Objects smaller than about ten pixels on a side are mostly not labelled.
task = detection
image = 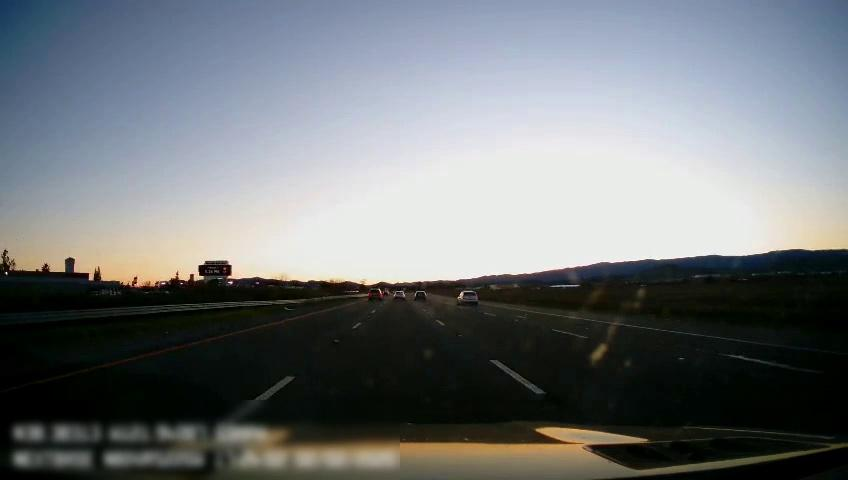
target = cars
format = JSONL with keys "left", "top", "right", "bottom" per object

{"left": 413, "top": 290, "right": 427, "bottom": 302}
{"left": 393, "top": 291, "right": 406, "bottom": 301}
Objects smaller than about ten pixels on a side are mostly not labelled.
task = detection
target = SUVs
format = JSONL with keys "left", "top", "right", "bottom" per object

{"left": 456, "top": 290, "right": 478, "bottom": 307}
{"left": 368, "top": 289, "right": 383, "bottom": 301}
